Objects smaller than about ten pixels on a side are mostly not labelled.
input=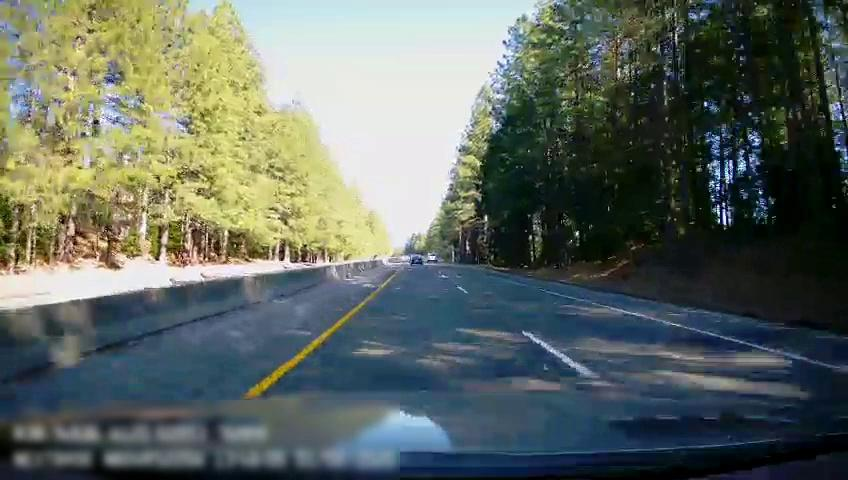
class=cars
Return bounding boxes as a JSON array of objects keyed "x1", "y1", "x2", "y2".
[
  {"x1": 426, "y1": 254, "x2": 438, "y2": 263},
  {"x1": 410, "y1": 254, "x2": 424, "y2": 266}
]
